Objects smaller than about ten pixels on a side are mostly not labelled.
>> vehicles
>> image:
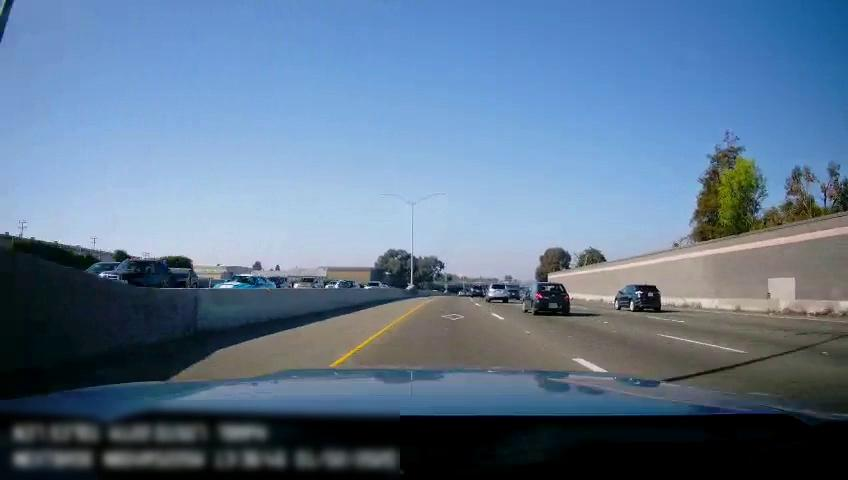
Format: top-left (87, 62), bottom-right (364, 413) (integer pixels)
top-left (614, 284), bottom-right (661, 313)
top-left (212, 274), bottom-right (277, 289)
top-left (364, 281), bottom-right (389, 289)
top-left (168, 268), bottom-right (200, 289)
top-left (293, 277), bottom-right (324, 288)
top-left (522, 282), bottom-right (570, 315)
top-left (85, 262), bottom-right (122, 276)
top-left (98, 259), bottom-right (175, 289)
top-left (337, 280), bottom-right (359, 288)
top-left (470, 285), bottom-right (485, 298)
top-left (267, 277), bottom-right (290, 288)
top-left (485, 283), bottom-right (509, 303)
top-left (505, 284), bottom-right (521, 301)
top-left (324, 280), bottom-right (341, 288)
